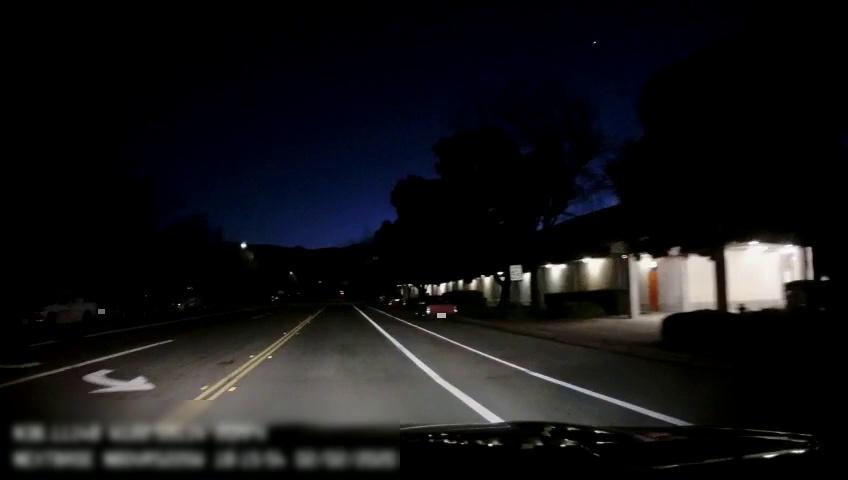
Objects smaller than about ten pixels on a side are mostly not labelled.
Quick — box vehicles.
[97,296,148,320]
[21,291,98,332]
[383,293,406,309]
[414,294,459,321]
[152,288,201,316]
